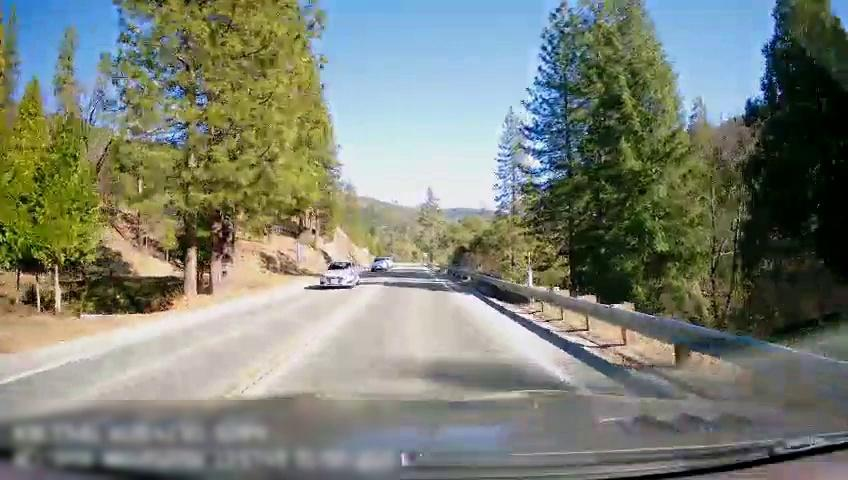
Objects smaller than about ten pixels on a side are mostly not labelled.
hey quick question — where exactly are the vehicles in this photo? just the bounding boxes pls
[319,259,361,289]
[381,256,393,268]
[370,258,389,272]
